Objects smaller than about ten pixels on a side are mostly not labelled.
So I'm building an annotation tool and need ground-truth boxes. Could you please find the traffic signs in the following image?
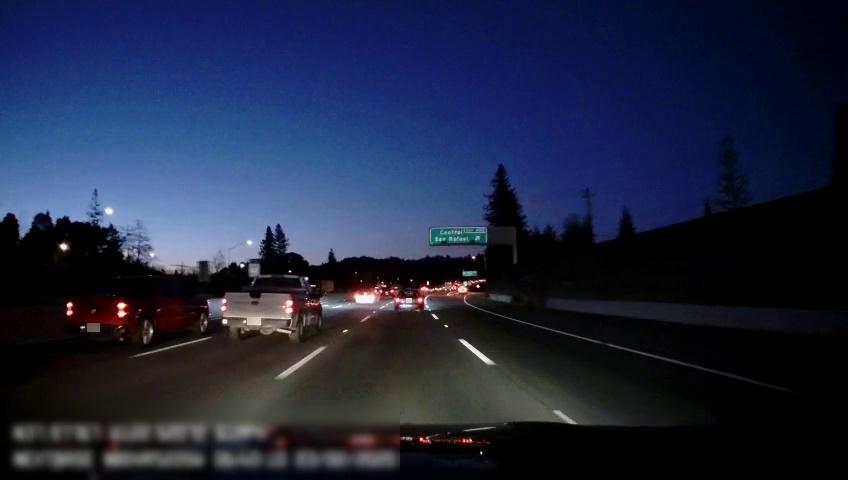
[462,271,477,277]
[248,259,261,277]
[430,227,488,245]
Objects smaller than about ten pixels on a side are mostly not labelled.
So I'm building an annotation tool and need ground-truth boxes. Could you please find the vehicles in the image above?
[356,290,379,305]
[394,288,425,312]
[221,274,322,343]
[310,280,334,294]
[380,286,396,298]
[65,275,211,349]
